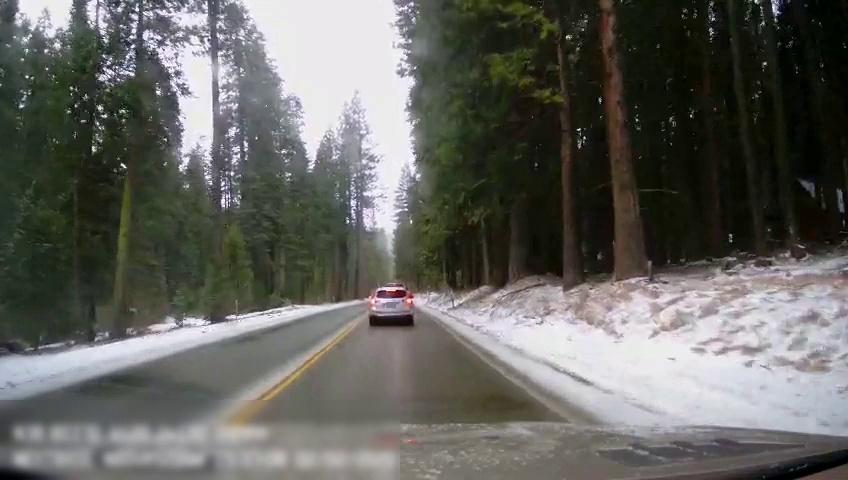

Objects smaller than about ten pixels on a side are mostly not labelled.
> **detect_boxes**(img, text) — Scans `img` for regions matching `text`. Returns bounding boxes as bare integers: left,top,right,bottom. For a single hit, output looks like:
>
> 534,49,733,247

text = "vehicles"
387,281,410,292
368,286,415,327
